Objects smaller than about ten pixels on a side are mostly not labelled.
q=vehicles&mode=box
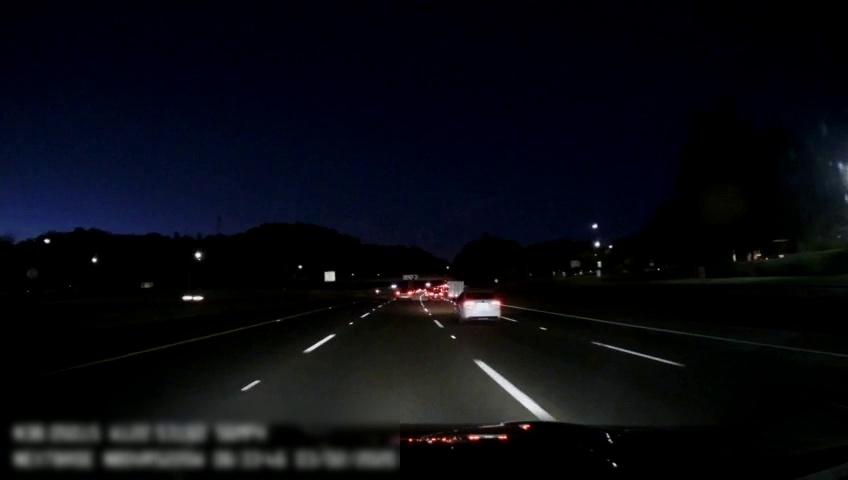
[429,289,444,301]
[181,289,209,304]
[447,280,465,298]
[454,289,502,324]
[396,287,413,301]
